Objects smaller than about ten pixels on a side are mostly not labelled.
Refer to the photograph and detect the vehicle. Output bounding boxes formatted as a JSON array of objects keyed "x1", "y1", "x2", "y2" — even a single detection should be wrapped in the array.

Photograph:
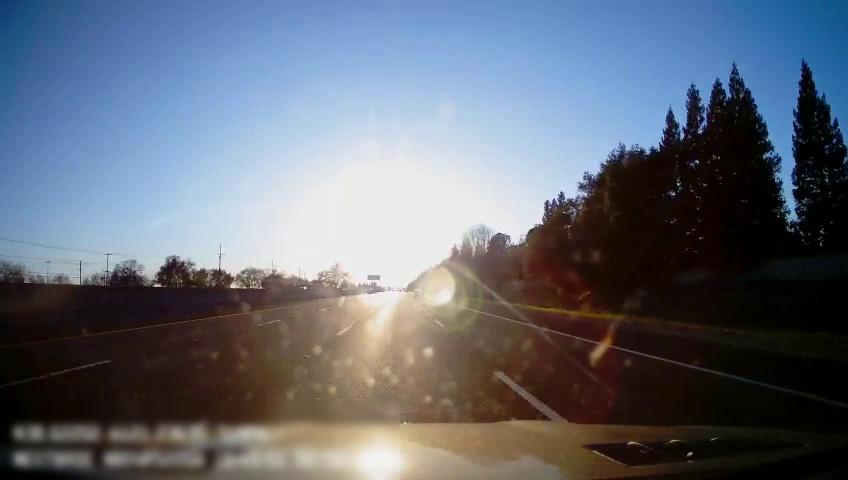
[{"x1": 413, "y1": 289, "x2": 425, "y2": 298}]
